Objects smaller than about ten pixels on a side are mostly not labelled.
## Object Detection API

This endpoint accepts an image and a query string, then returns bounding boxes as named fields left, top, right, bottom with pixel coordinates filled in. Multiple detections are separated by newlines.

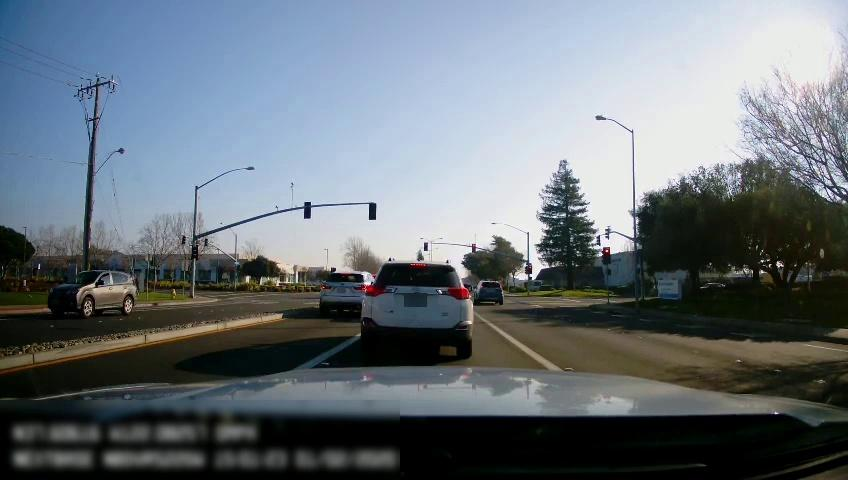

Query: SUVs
left=46, top=269, right=137, bottom=320
left=472, top=280, right=504, bottom=305
left=360, top=256, right=474, bottom=360
left=319, top=271, right=375, bottom=314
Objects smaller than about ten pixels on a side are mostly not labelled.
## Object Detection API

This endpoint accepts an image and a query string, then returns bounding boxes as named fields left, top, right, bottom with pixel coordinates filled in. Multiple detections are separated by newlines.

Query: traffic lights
left=602, top=246, right=612, bottom=265
left=423, top=241, right=429, bottom=252
left=595, top=234, right=602, bottom=247
left=303, top=200, right=312, bottom=220
left=527, top=264, right=534, bottom=275
left=368, top=201, right=377, bottom=221
left=193, top=245, right=199, bottom=261
left=604, top=226, right=610, bottom=241
left=471, top=242, right=477, bottom=254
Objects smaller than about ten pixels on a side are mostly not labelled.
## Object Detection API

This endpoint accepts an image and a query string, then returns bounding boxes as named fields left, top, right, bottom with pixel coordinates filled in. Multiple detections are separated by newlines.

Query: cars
left=699, top=282, right=726, bottom=290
